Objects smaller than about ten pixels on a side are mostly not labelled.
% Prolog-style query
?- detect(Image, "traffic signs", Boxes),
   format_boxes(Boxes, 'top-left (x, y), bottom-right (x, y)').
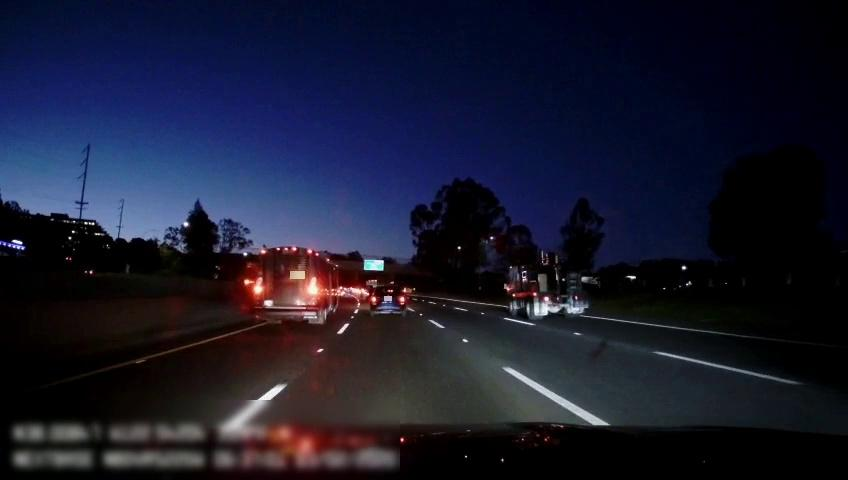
top-left (364, 259), bottom-right (384, 271)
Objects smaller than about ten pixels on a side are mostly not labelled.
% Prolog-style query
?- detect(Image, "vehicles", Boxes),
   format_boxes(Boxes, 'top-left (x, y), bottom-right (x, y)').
top-left (506, 266), bottom-right (588, 322)
top-left (368, 284), bottom-right (408, 318)
top-left (251, 246), bottom-right (338, 325)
